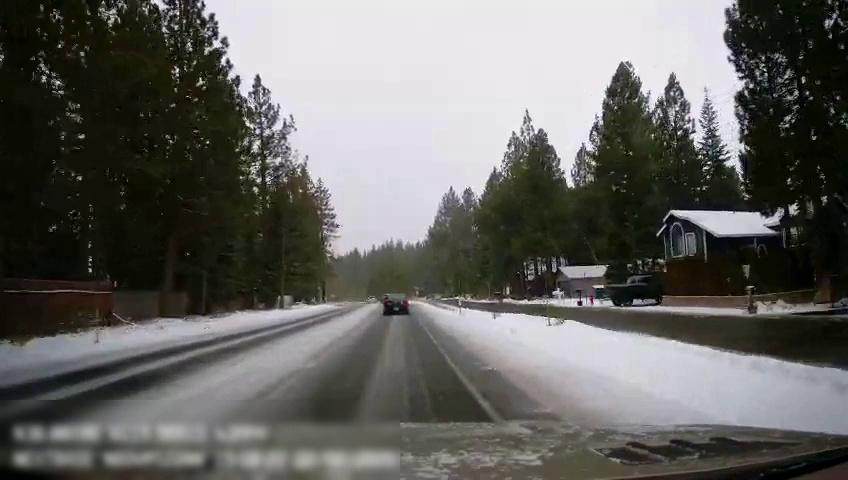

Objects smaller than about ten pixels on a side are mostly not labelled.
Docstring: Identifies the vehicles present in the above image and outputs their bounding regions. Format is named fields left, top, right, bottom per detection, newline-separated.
left=606, top=274, right=666, bottom=308
left=381, top=292, right=409, bottom=316
left=364, top=295, right=377, bottom=304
